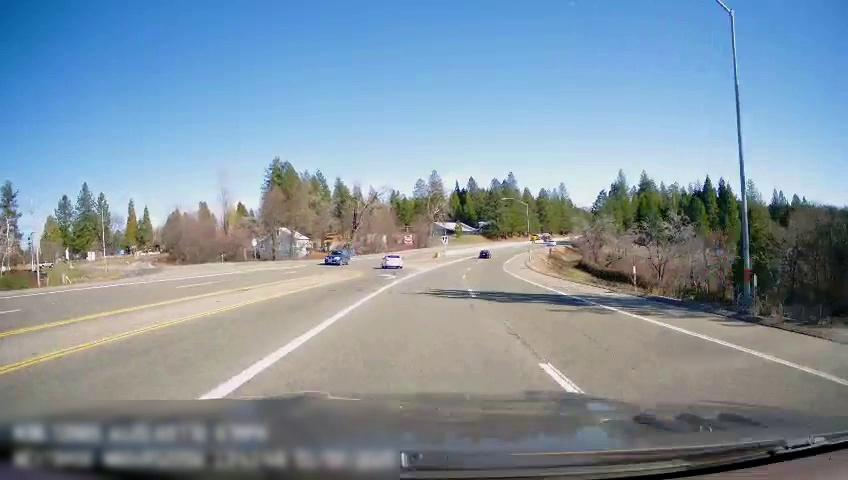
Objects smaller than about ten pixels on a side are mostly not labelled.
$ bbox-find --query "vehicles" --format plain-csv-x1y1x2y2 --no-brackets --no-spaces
323,248,353,266
381,255,403,270
479,249,491,259
530,232,552,241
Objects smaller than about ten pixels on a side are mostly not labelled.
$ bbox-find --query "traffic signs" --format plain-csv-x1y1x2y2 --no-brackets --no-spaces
403,234,414,246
